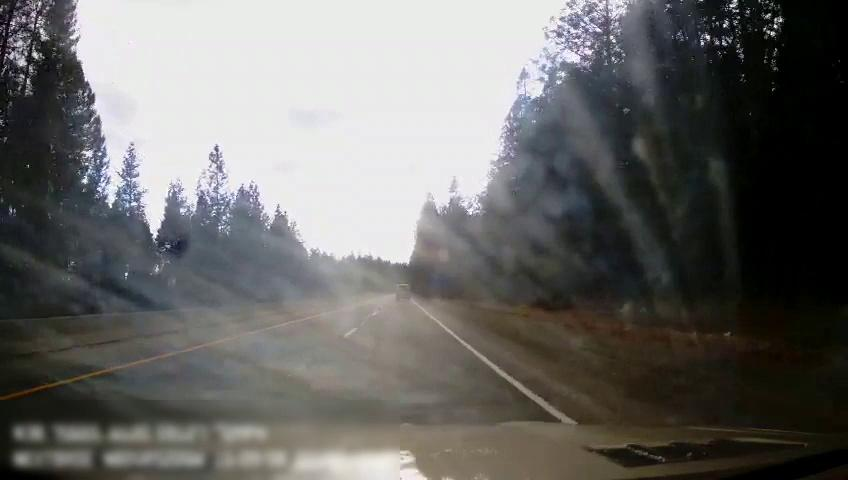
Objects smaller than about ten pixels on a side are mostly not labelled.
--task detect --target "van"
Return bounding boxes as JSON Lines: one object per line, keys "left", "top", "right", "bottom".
{"left": 394, "top": 283, "right": 410, "bottom": 301}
